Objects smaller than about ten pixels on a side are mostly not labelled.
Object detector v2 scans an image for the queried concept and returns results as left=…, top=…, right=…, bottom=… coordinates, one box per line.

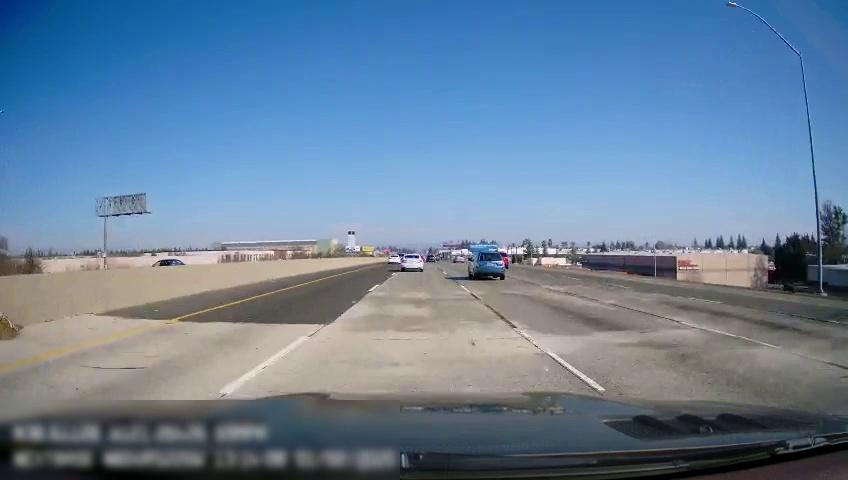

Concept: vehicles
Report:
left=426, top=254, right=436, bottom=263
left=399, top=253, right=424, bottom=273
left=151, top=258, right=187, bottom=268
left=452, top=253, right=465, bottom=264
left=388, top=255, right=402, bottom=265
left=467, top=250, right=505, bottom=281
left=492, top=252, right=510, bottom=270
